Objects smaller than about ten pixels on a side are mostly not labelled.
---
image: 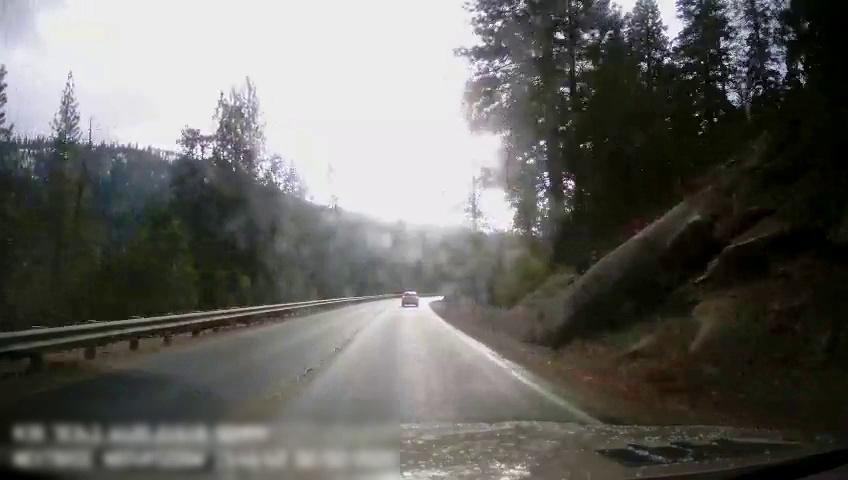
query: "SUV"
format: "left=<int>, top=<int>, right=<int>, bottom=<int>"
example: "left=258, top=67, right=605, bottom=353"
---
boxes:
left=401, top=291, right=420, bottom=308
